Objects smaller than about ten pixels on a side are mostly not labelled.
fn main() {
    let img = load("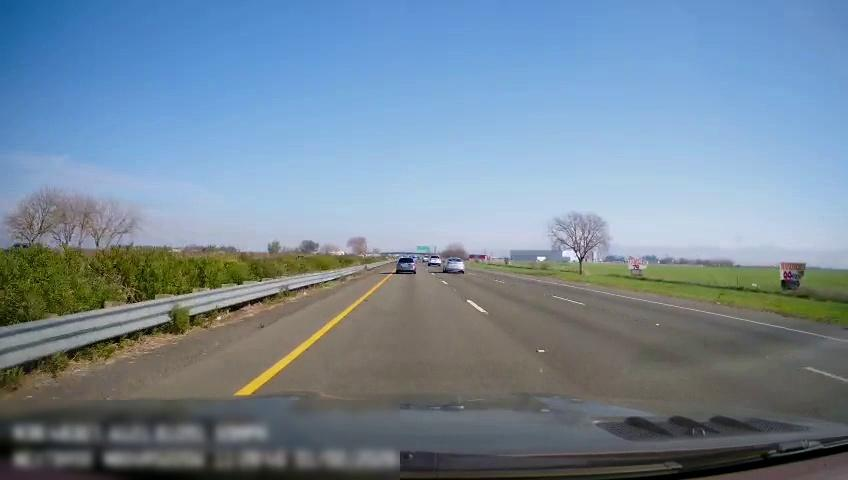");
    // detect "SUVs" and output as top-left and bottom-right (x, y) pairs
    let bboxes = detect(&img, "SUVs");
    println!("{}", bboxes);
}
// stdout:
(442, 258), (466, 274)
(396, 256), (416, 274)
(426, 255), (442, 267)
